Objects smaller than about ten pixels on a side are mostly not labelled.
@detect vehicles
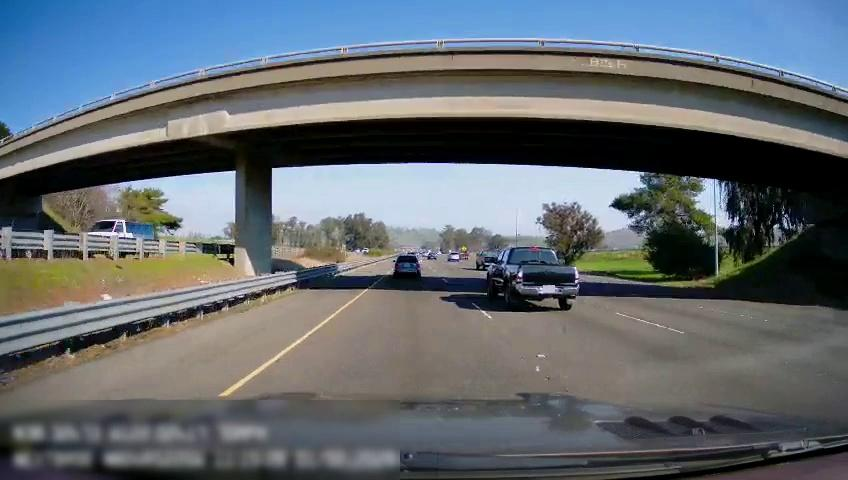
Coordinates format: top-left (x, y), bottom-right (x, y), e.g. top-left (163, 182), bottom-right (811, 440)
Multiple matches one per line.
top-left (427, 251), bottom-right (437, 260)
top-left (392, 254), bottom-right (421, 277)
top-left (457, 251), bottom-right (470, 261)
top-left (485, 245), bottom-right (580, 312)
top-left (78, 218), bottom-right (156, 260)
top-left (447, 251), bottom-right (461, 262)
top-left (475, 249), bottom-right (502, 271)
